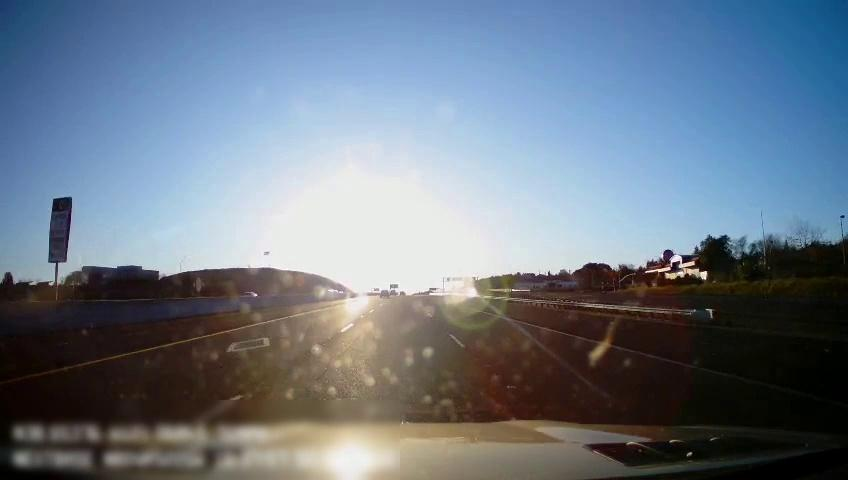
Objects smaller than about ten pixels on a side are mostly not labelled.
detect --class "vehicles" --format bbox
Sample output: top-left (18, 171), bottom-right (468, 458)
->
top-left (240, 291), bottom-right (258, 298)
top-left (379, 289), bottom-right (390, 298)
